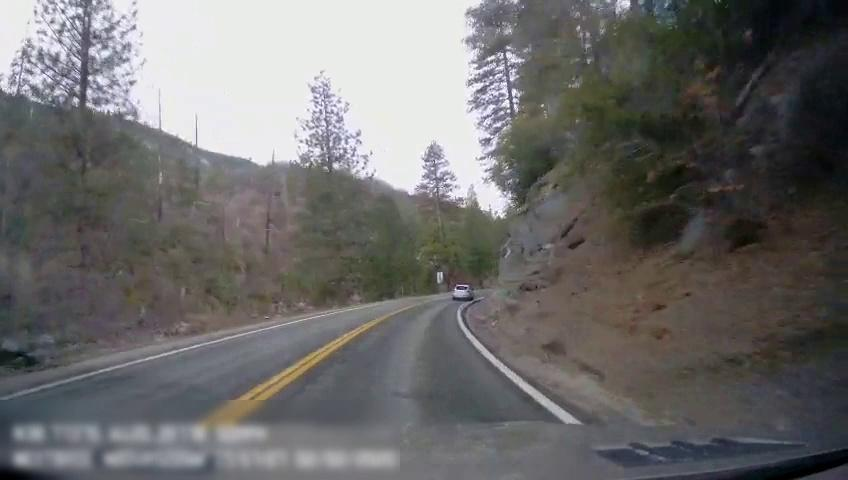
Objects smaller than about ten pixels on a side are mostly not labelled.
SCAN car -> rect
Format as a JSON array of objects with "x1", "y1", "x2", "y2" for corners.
[{"x1": 452, "y1": 284, "x2": 473, "y2": 301}]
